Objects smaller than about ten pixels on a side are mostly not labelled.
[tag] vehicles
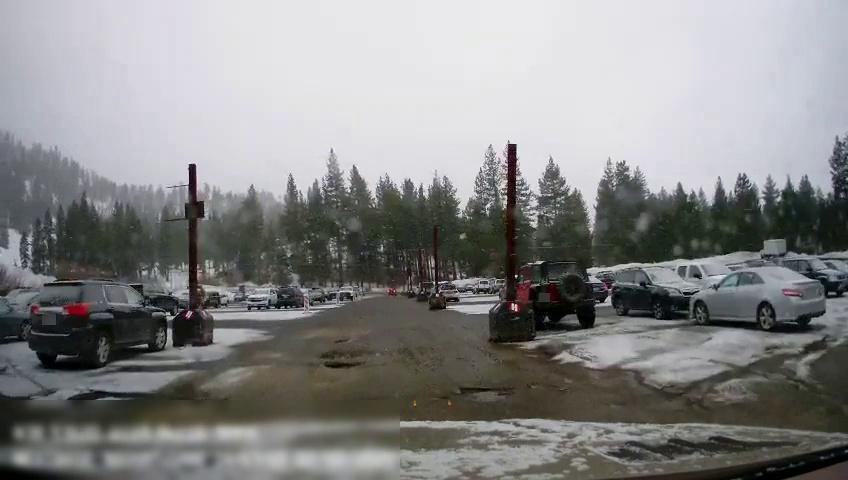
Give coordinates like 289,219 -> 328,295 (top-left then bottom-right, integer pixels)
688,266 -> 826,332
131,283 -> 180,316
777,257 -> 848,297
28,283 -> 169,370
201,291 -> 221,309
277,286 -> 304,309
440,284 -> 460,302
591,275 -> 609,304
7,291 -> 36,314
0,295 -> 30,342
516,262 -> 595,333
822,259 -> 848,274
247,287 -> 277,311
674,262 -> 733,288
610,266 -> 707,322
